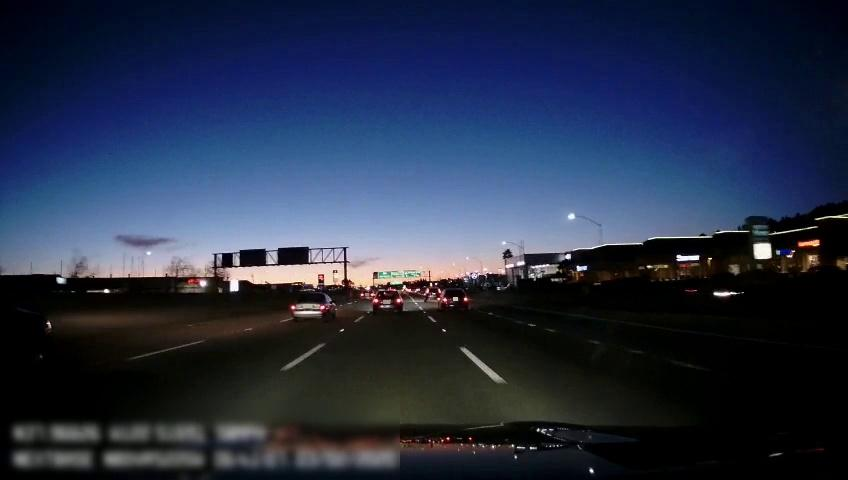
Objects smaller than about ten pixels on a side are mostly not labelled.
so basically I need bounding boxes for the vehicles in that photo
[423,287,442,302]
[291,292,337,322]
[437,288,468,311]
[0,295,54,371]
[372,290,403,314]
[361,289,377,302]
[684,283,744,299]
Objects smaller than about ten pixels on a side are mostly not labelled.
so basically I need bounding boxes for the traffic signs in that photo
[405,271,421,278]
[392,271,405,278]
[378,271,392,278]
